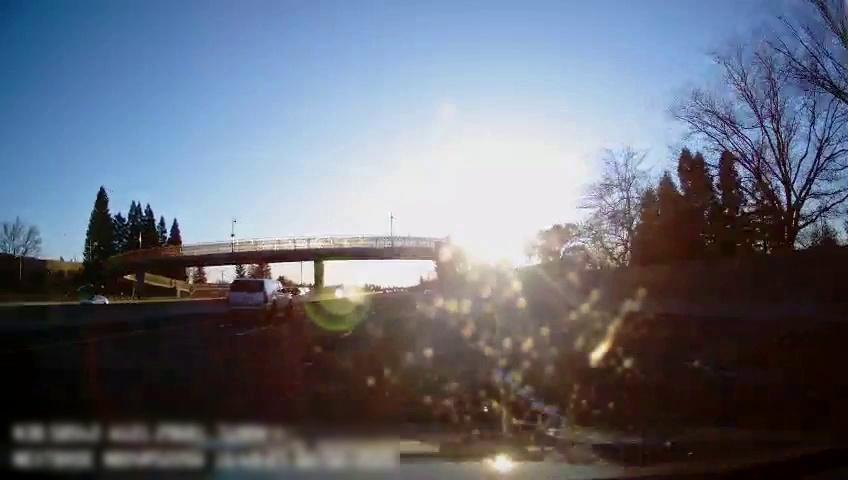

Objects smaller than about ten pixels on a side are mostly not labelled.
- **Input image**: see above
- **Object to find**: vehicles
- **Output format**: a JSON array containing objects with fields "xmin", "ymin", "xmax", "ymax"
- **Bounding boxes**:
[
  {"xmin": 226, "ymin": 278, "xmax": 294, "ymax": 329},
  {"xmin": 422, "ymin": 289, "xmax": 434, "ymax": 298},
  {"xmin": 80, "ymin": 294, "xmax": 110, "ymax": 306}
]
